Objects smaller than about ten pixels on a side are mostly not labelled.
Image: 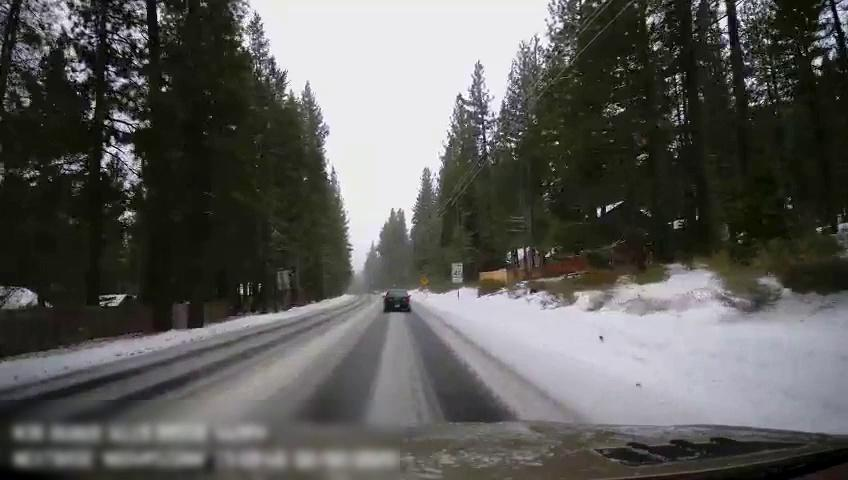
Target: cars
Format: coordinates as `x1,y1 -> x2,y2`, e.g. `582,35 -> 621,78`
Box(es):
383,289 -> 412,313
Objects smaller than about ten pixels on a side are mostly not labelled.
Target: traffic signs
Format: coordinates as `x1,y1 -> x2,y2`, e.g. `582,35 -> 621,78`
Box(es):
451,262 -> 463,275
452,274 -> 463,283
